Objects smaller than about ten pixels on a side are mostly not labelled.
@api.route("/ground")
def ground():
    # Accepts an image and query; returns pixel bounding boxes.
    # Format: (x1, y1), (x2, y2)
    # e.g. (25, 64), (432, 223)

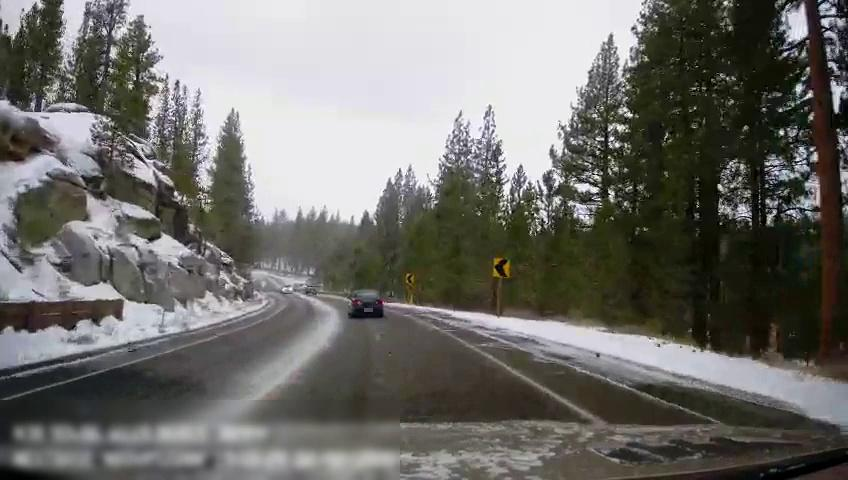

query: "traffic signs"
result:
(404, 272), (417, 287)
(492, 255), (513, 280)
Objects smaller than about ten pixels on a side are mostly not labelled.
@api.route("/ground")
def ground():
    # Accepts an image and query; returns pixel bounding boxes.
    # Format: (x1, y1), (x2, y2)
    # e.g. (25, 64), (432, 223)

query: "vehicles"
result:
(350, 291), (384, 318)
(280, 283), (293, 294)
(303, 283), (317, 296)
